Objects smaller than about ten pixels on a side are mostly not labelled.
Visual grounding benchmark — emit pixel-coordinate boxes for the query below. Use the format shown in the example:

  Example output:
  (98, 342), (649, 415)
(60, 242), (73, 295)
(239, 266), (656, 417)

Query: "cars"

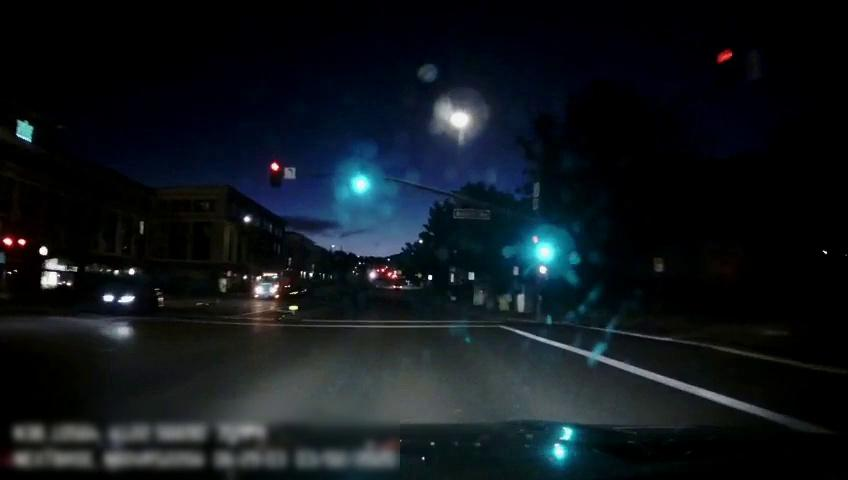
(102, 283), (163, 314)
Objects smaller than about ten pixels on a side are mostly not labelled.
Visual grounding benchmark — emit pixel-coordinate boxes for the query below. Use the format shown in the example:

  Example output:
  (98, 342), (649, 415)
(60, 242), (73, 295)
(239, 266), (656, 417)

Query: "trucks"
(254, 272), (292, 300)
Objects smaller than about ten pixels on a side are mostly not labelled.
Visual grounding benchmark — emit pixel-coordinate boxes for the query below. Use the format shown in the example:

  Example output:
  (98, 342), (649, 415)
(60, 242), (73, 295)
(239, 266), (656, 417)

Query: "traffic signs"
(452, 210), (488, 221)
(284, 166), (296, 180)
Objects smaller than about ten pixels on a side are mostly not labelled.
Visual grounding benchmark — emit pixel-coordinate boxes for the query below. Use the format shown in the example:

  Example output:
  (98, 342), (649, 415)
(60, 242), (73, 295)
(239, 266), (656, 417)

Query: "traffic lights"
(539, 242), (552, 262)
(270, 163), (280, 187)
(355, 174), (365, 193)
